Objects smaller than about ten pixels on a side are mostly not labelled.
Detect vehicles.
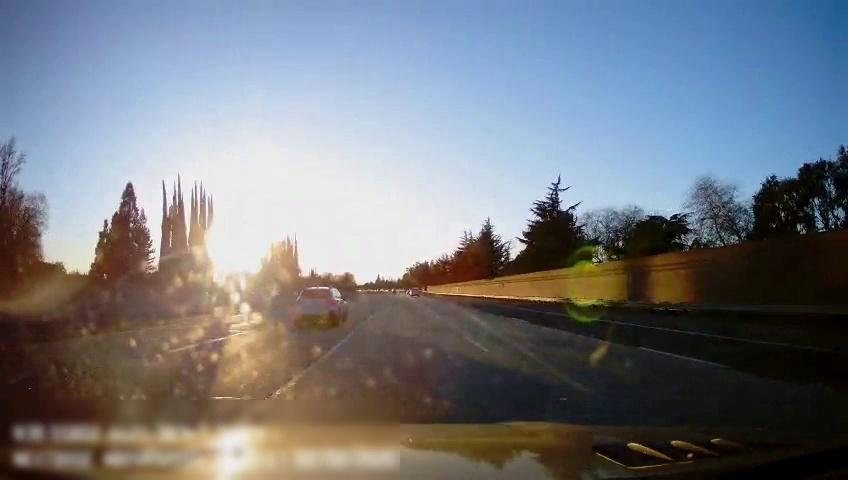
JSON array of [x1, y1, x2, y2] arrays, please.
[[294, 286, 350, 329], [409, 287, 421, 297]]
